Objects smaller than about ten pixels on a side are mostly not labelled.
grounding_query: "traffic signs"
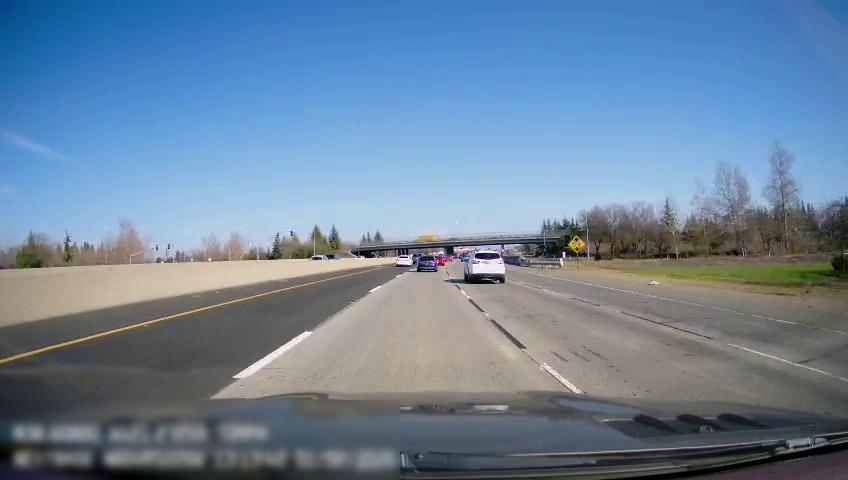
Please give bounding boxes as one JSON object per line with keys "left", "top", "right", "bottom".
{"left": 567, "top": 235, "right": 585, "bottom": 253}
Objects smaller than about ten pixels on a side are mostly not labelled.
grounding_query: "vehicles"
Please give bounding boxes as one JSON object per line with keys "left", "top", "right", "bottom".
{"left": 417, "top": 255, "right": 438, "bottom": 272}
{"left": 395, "top": 255, "right": 413, "bottom": 268}
{"left": 325, "top": 254, "right": 336, "bottom": 261}
{"left": 433, "top": 256, "right": 445, "bottom": 267}
{"left": 463, "top": 247, "right": 506, "bottom": 283}
{"left": 311, "top": 254, "right": 328, "bottom": 261}
{"left": 412, "top": 253, "right": 423, "bottom": 265}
